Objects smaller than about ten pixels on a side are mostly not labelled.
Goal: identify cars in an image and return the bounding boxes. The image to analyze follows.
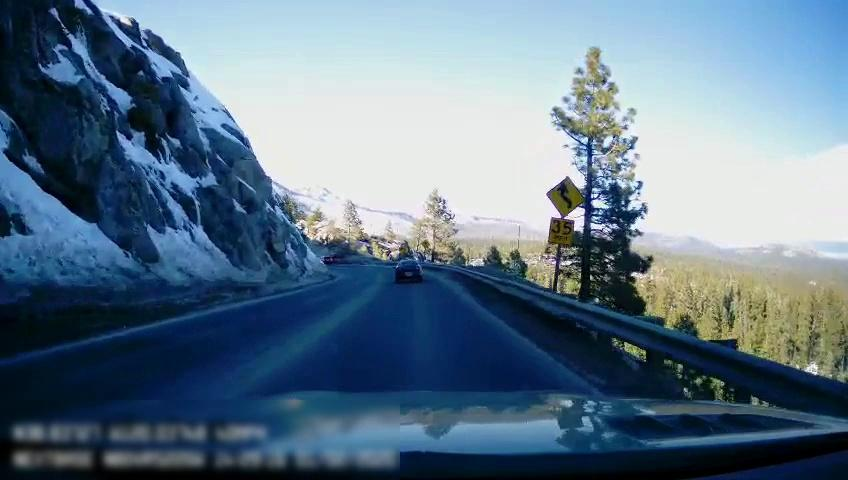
[394,258,423,282]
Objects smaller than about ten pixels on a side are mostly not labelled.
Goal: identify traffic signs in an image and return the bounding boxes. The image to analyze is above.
[545,176,586,217]
[548,218,577,248]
